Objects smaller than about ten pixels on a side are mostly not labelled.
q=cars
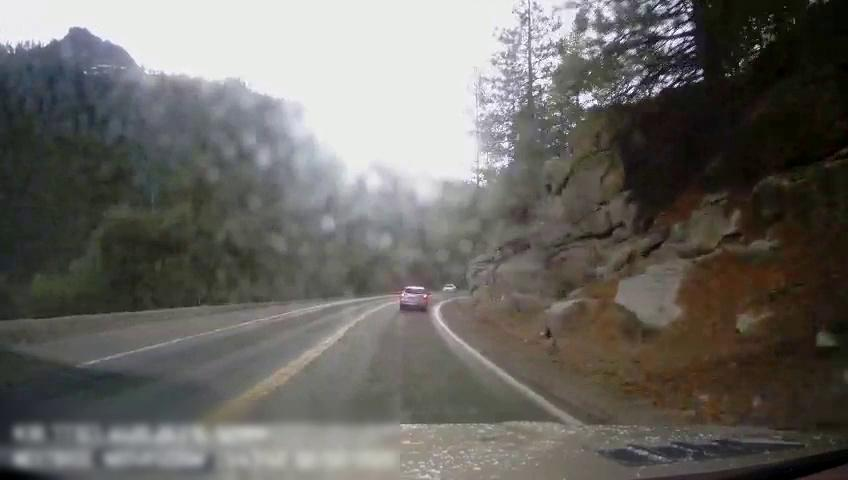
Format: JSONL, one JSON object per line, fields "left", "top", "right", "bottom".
{"left": 399, "top": 285, "right": 428, "bottom": 313}
{"left": 442, "top": 283, "right": 457, "bottom": 293}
